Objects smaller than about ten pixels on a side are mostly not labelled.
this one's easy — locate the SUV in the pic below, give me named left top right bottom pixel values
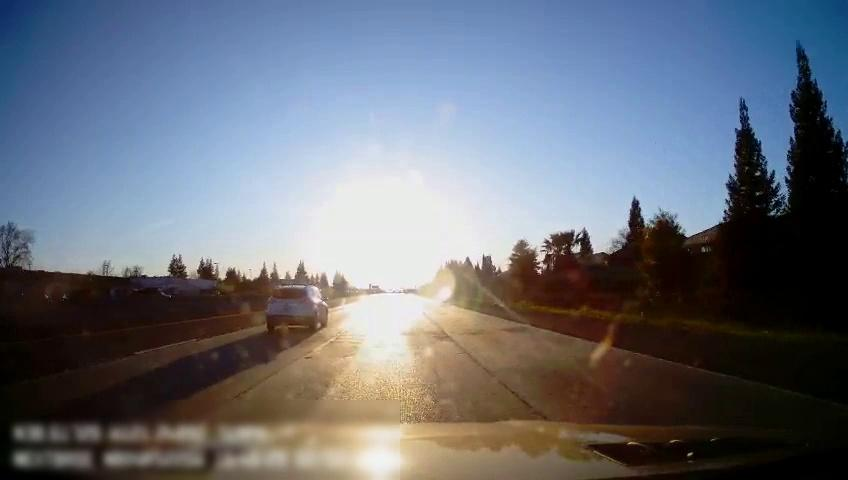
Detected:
left=266, top=284, right=329, bottom=333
